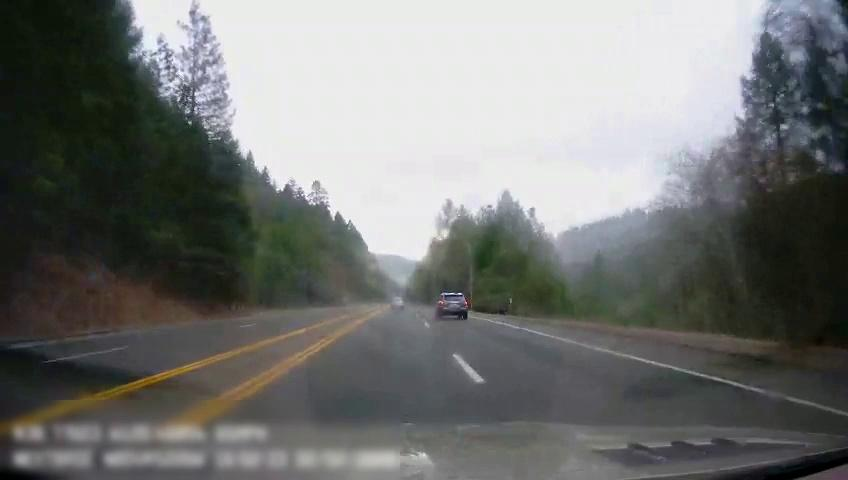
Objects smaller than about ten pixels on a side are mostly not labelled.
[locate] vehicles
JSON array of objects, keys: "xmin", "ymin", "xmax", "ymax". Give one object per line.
[
  {"xmin": 435, "ymin": 292, "xmax": 469, "ymax": 320},
  {"xmin": 390, "ymin": 296, "xmax": 405, "ymax": 310}
]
